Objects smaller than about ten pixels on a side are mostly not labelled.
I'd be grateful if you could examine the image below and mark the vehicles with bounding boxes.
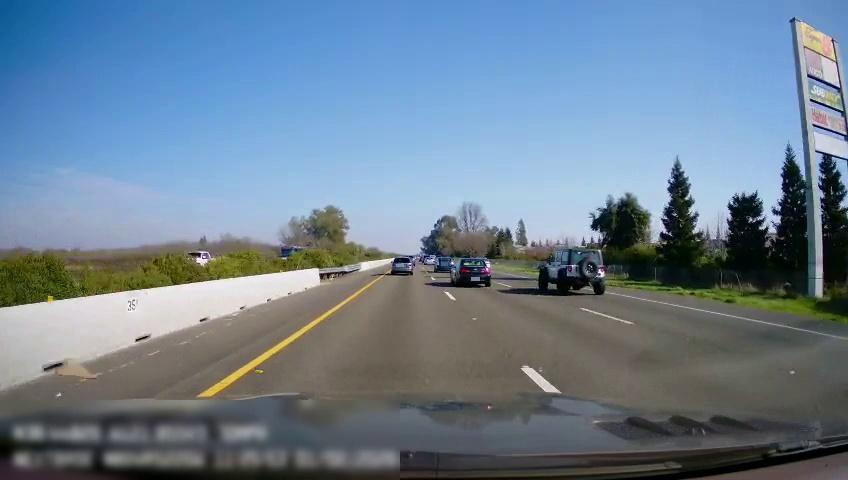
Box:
[183,251,216,269]
[275,245,306,262]
[449,258,493,288]
[422,256,434,266]
[432,258,452,274]
[538,247,607,297]
[390,256,416,276]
